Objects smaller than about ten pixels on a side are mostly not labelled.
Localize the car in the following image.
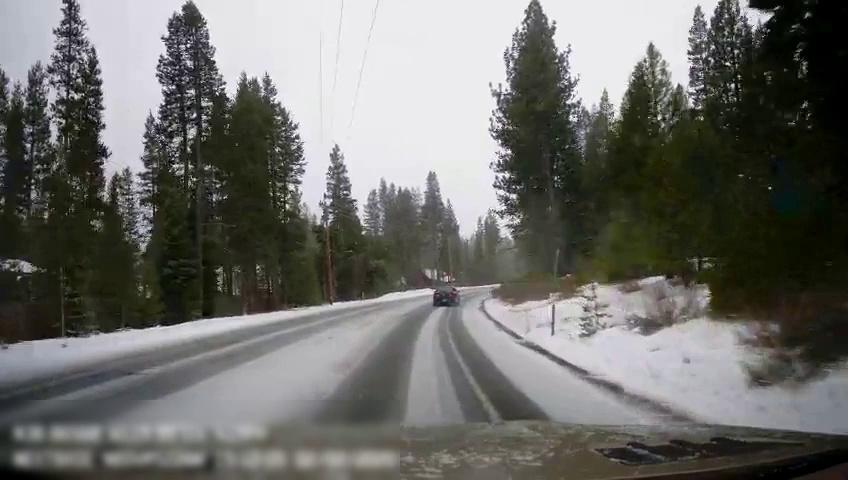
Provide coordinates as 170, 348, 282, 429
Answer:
433, 286, 460, 308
